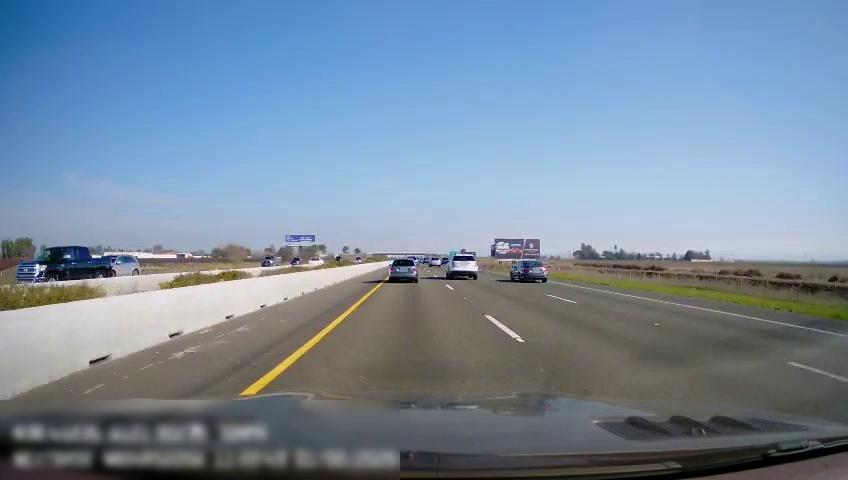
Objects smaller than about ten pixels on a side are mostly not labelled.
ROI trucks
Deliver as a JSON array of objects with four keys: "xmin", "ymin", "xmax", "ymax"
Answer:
[
  {"xmin": 261, "ymin": 256, "xmax": 280, "ymax": 268},
  {"xmin": 15, "ymin": 246, "xmax": 113, "ymax": 284}
]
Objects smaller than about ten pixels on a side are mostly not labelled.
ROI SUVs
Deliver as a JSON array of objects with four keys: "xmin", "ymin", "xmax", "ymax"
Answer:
[
  {"xmin": 111, "ymin": 254, "xmax": 143, "ymax": 277},
  {"xmin": 428, "ymin": 256, "xmax": 443, "ymax": 268},
  {"xmin": 445, "ymin": 254, "xmax": 479, "ymax": 281},
  {"xmin": 289, "ymin": 257, "xmax": 302, "ymax": 265}
]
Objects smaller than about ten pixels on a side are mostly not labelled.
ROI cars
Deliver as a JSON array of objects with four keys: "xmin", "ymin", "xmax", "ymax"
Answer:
[
  {"xmin": 508, "ymin": 259, "xmax": 549, "ymax": 283},
  {"xmin": 388, "ymin": 258, "xmax": 418, "ymax": 283}
]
